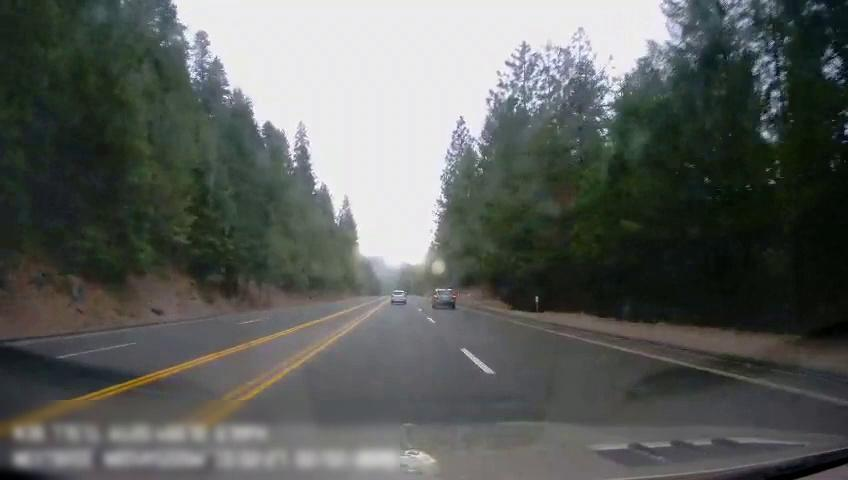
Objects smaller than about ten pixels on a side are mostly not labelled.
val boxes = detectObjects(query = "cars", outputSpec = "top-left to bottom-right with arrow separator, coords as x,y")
432,288 -> 457,310
390,290 -> 408,305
